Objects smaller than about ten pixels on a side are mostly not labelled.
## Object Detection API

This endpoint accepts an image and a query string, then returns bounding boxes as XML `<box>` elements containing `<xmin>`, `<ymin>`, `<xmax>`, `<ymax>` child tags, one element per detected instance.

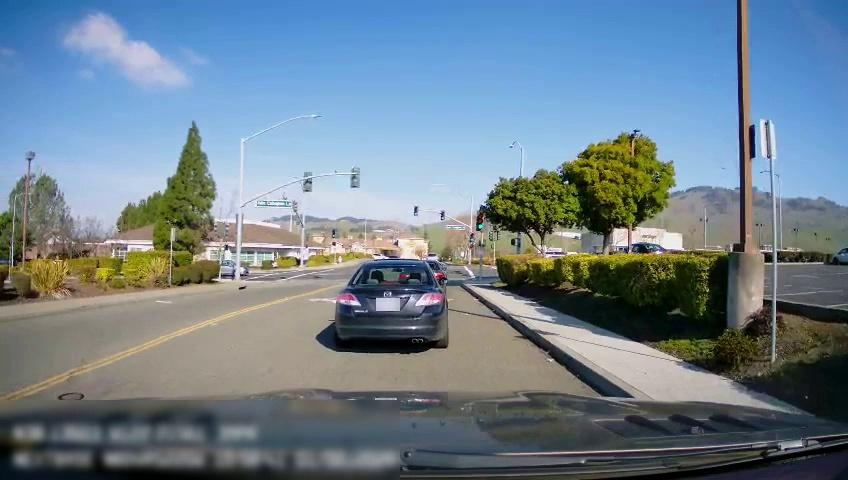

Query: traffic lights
<box><xmin>292</xmin><ymin>200</ymin><xmax>298</xmax><ymax>213</ymax></box>
<box><xmin>439</xmin><ymin>209</ymin><xmax>447</xmax><ymax>222</ymax></box>
<box><xmin>467</xmin><ymin>232</ymin><xmax>476</xmax><ymax>243</ymax></box>
<box><xmin>474</xmin><ymin>210</ymin><xmax>486</xmax><ymax>232</ymax></box>
<box><xmin>412</xmin><ymin>204</ymin><xmax>420</xmax><ymax>217</ymax></box>
<box><xmin>350</xmin><ymin>168</ymin><xmax>362</xmax><ymax>189</ymax></box>
<box><xmin>302</xmin><ymin>171</ymin><xmax>314</xmax><ymax>192</ymax></box>
<box><xmin>234</xmin><ymin>210</ymin><xmax>244</xmax><ymax>226</ymax></box>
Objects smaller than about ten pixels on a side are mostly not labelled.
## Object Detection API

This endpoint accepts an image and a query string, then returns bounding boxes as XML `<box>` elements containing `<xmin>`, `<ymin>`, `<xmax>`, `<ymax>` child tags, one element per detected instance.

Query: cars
<box><xmin>217</xmin><ymin>259</ymin><xmax>249</xmax><ymax>277</ymax></box>
<box><xmin>420</xmin><ymin>259</ymin><xmax>448</xmax><ymax>292</ymax></box>
<box><xmin>830</xmin><ymin>246</ymin><xmax>848</xmax><ymax>266</ymax></box>
<box><xmin>334</xmin><ymin>256</ymin><xmax>450</xmax><ymax>349</ymax></box>
<box><xmin>622</xmin><ymin>241</ymin><xmax>674</xmax><ymax>256</ymax></box>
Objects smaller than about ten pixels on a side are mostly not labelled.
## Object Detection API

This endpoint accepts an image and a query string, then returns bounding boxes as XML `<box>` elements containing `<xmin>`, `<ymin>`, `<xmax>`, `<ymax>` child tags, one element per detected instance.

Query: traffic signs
<box><xmin>446</xmin><ymin>224</ymin><xmax>466</xmax><ymax>232</ymax></box>
<box><xmin>169</xmin><ymin>227</ymin><xmax>177</xmax><ymax>242</ymax></box>
<box><xmin>759</xmin><ymin>119</ymin><xmax>777</xmax><ymax>160</ymax></box>
<box><xmin>255</xmin><ymin>198</ymin><xmax>292</xmax><ymax>209</ymax></box>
